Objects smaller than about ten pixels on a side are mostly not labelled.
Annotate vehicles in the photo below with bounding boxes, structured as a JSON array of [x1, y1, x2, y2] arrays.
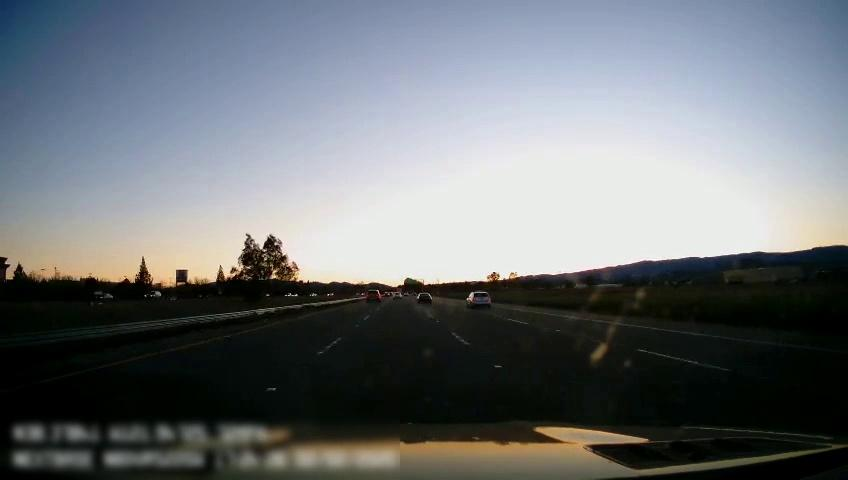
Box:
[[96, 293, 113, 301], [365, 290, 381, 304], [393, 292, 403, 301], [144, 291, 161, 300], [416, 292, 434, 306], [466, 291, 491, 309]]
